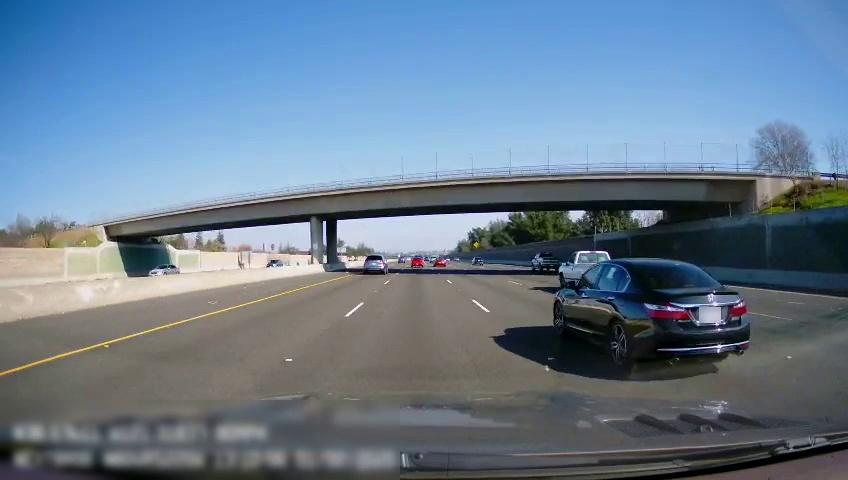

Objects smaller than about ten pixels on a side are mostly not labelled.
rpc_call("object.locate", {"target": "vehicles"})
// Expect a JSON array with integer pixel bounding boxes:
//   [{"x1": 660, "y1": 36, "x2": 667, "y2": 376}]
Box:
[
  {"x1": 429, "y1": 256, "x2": 437, "y2": 263},
  {"x1": 410, "y1": 256, "x2": 425, "y2": 267},
  {"x1": 397, "y1": 254, "x2": 408, "y2": 263},
  {"x1": 148, "y1": 263, "x2": 181, "y2": 278},
  {"x1": 551, "y1": 257, "x2": 752, "y2": 372},
  {"x1": 530, "y1": 250, "x2": 563, "y2": 273},
  {"x1": 362, "y1": 254, "x2": 390, "y2": 276},
  {"x1": 469, "y1": 256, "x2": 483, "y2": 265},
  {"x1": 265, "y1": 259, "x2": 285, "y2": 268},
  {"x1": 432, "y1": 256, "x2": 448, "y2": 269},
  {"x1": 558, "y1": 250, "x2": 612, "y2": 288}
]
